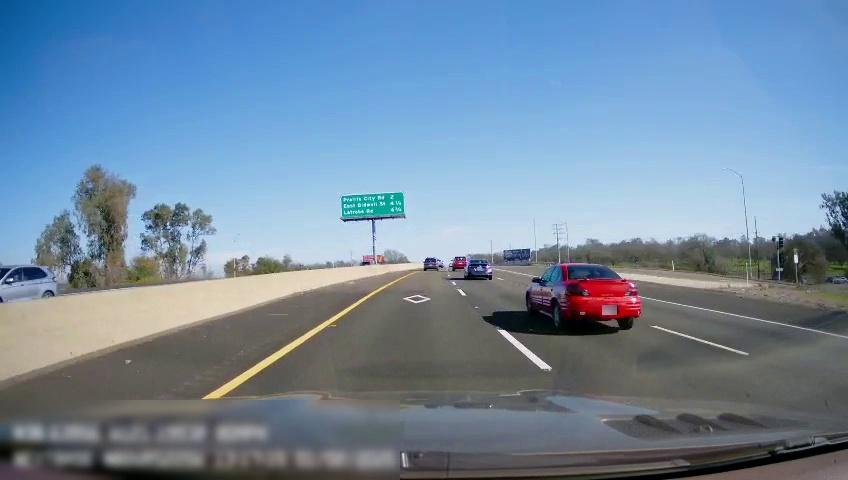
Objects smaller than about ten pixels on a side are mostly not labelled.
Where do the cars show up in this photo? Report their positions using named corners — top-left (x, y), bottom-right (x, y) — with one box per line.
top-left (464, 258), bottom-right (492, 280)
top-left (525, 262), bottom-right (643, 331)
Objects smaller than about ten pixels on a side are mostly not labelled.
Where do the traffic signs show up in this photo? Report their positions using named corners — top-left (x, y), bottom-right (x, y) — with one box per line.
top-left (342, 193), bottom-right (407, 221)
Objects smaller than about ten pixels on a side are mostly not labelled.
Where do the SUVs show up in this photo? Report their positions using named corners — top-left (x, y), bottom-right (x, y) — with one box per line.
top-left (423, 257), bottom-right (439, 271)
top-left (0, 264), bottom-right (58, 305)
top-left (452, 256), bottom-right (467, 271)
